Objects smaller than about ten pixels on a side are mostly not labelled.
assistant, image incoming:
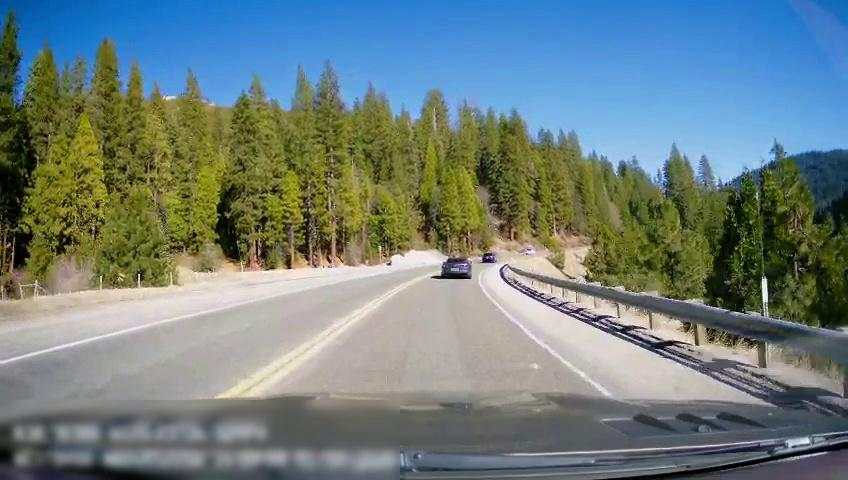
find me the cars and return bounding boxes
[480,251,496,264]
[441,255,473,279]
